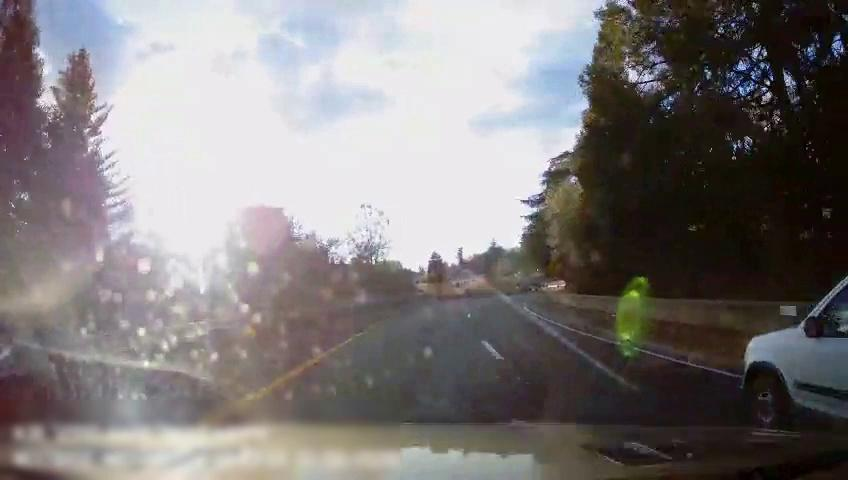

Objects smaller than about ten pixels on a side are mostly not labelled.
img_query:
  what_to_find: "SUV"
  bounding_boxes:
[741,274,848,430]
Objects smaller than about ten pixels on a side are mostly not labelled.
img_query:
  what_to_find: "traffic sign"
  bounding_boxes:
[547,264,562,276]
